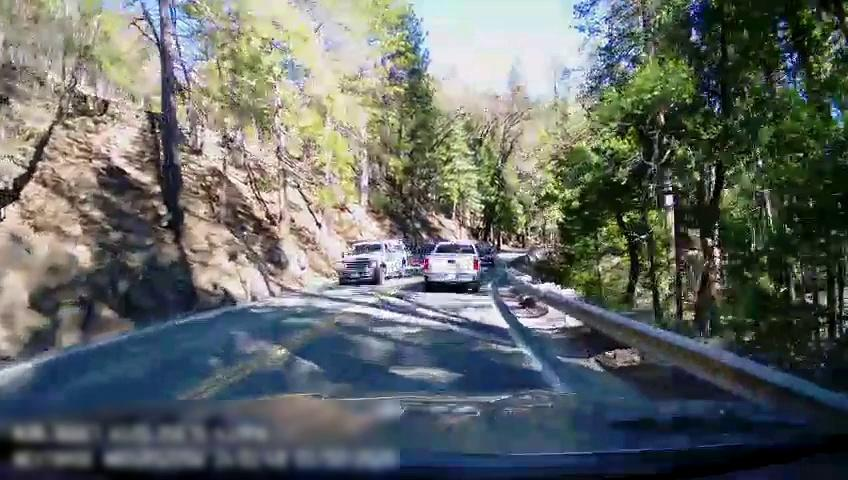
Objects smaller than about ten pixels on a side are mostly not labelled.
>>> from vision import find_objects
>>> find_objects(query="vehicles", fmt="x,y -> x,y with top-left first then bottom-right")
421,240 -> 482,292
335,239 -> 410,287
477,246 -> 495,263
